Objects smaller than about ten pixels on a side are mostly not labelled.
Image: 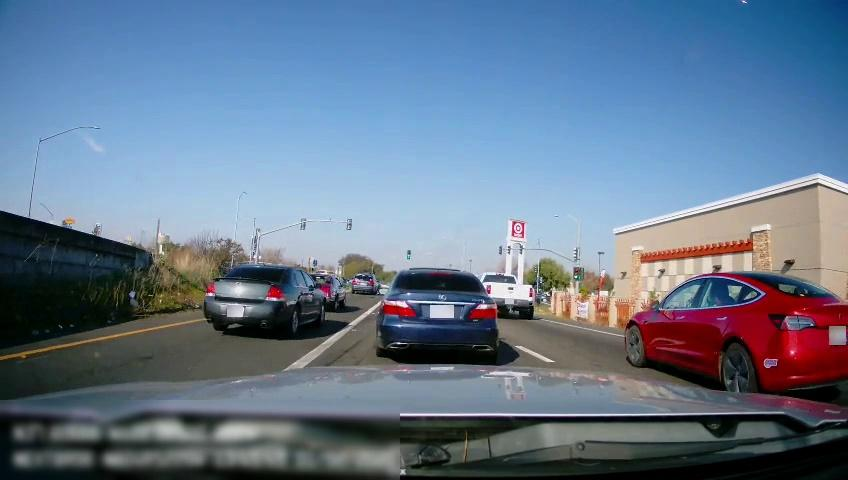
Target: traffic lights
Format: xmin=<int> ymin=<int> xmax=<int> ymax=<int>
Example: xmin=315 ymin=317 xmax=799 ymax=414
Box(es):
xmin=506 ymin=244 xmax=512 ymax=255
xmin=518 ymin=244 xmax=524 ymax=255
xmin=578 ymin=266 xmax=585 ymax=281
xmin=572 ymin=266 xmax=581 ymax=282
xmin=498 ymin=244 xmax=504 ymax=255
xmin=345 ymin=217 xmax=354 ymax=232
xmin=571 ymin=247 xmax=578 ymax=262
xmin=406 ymin=248 xmax=412 ymax=261
xmin=299 ymin=218 xmax=307 ymax=232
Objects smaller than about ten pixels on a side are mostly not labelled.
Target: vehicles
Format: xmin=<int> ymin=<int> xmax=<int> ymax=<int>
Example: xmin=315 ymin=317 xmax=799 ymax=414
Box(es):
xmin=374 ymin=265 xmax=501 ymax=357
xmin=351 ymin=272 xmax=380 ymax=296
xmin=532 ymin=292 xmax=546 ymax=304
xmin=622 ymin=269 xmax=848 ymax=395
xmin=479 ymin=272 xmax=536 ymax=321
xmin=304 ymin=271 xmax=350 ymax=312
xmin=201 ymin=262 xmax=327 ymax=338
